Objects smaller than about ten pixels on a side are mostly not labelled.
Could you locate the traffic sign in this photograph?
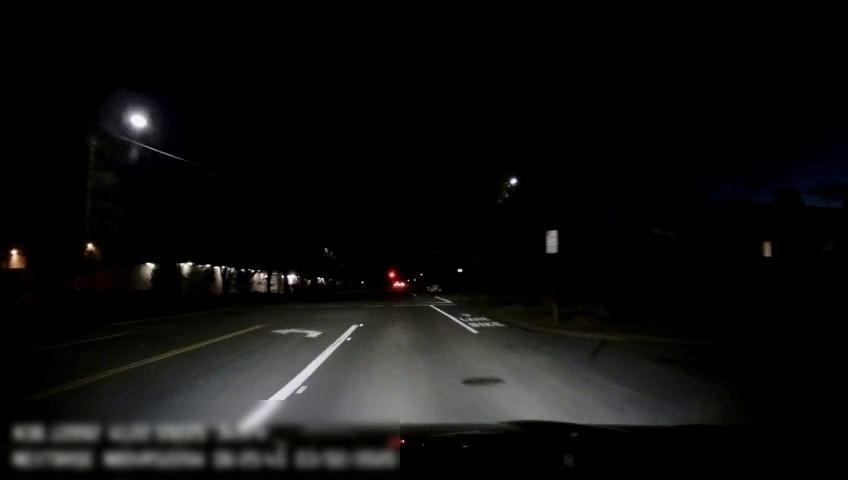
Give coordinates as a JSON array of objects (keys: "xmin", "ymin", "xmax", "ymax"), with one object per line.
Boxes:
[{"xmin": 546, "ymin": 229, "xmax": 559, "ymax": 255}]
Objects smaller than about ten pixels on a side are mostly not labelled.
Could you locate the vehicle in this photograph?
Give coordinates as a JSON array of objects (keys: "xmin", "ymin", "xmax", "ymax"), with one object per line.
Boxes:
[{"xmin": 425, "ymin": 282, "xmax": 443, "ymax": 294}]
